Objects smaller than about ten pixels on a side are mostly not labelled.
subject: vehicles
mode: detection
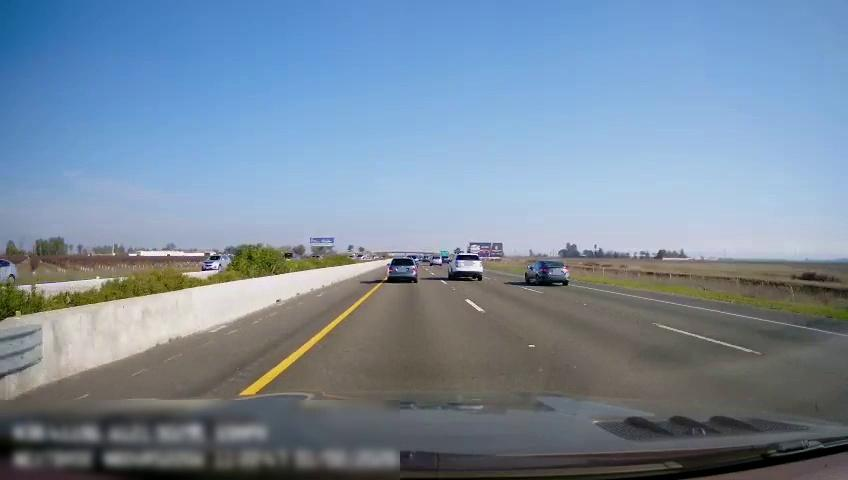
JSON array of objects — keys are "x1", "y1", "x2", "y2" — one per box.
[
  {"x1": 446, "y1": 253, "x2": 484, "y2": 281},
  {"x1": 201, "y1": 255, "x2": 231, "y2": 271},
  {"x1": 0, "y1": 259, "x2": 17, "y2": 284},
  {"x1": 386, "y1": 257, "x2": 418, "y2": 284},
  {"x1": 428, "y1": 254, "x2": 443, "y2": 266},
  {"x1": 523, "y1": 259, "x2": 570, "y2": 288},
  {"x1": 283, "y1": 251, "x2": 303, "y2": 259}
]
